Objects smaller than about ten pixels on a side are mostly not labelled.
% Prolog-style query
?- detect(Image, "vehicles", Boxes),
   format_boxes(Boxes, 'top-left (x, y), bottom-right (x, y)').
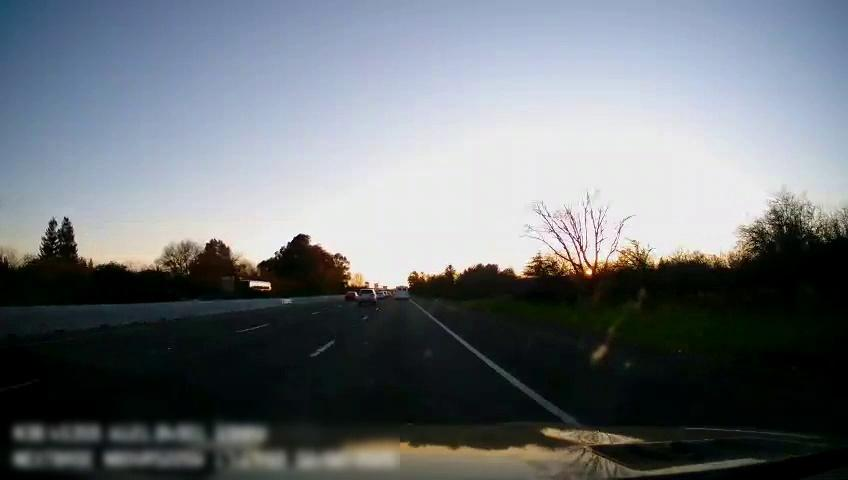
top-left (345, 291), bottom-right (360, 302)
top-left (395, 286), bottom-right (410, 301)
top-left (239, 279), bottom-right (272, 293)
top-left (357, 288), bottom-right (377, 305)
top-left (376, 291), bottom-right (385, 300)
